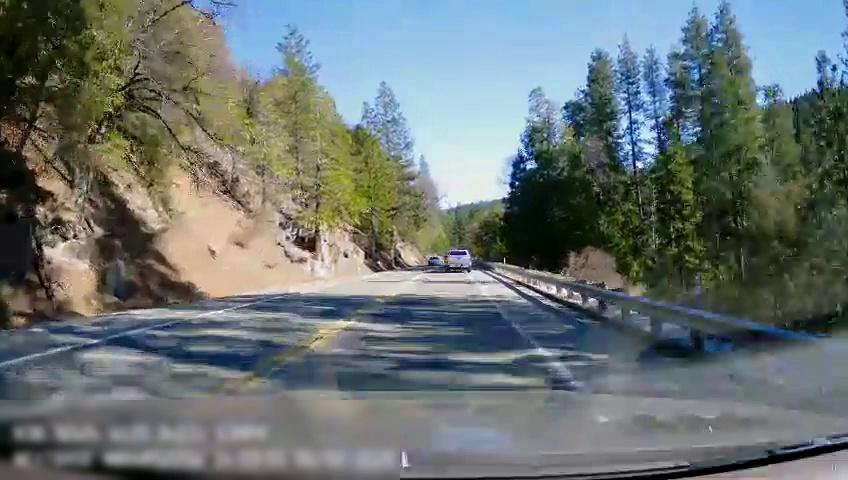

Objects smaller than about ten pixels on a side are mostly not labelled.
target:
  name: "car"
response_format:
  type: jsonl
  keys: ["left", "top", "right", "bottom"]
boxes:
{"left": 427, "top": 256, "right": 442, "bottom": 266}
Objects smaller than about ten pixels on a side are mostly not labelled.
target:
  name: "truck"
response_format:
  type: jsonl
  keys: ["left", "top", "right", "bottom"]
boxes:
{"left": 443, "top": 249, "right": 473, "bottom": 273}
